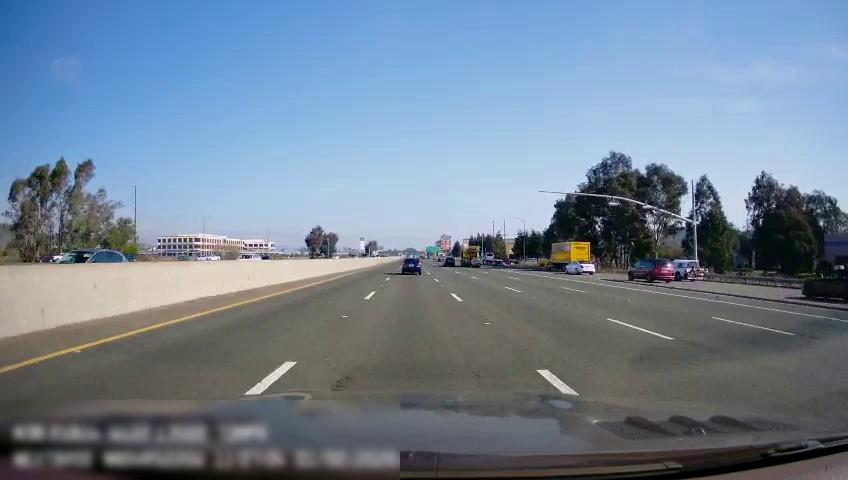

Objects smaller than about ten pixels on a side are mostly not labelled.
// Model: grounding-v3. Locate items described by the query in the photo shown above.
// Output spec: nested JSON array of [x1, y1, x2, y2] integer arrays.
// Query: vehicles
[[671, 257, 709, 282], [480, 252, 514, 268], [627, 257, 676, 283], [443, 258, 455, 267], [458, 246, 481, 268], [547, 241, 590, 272], [565, 259, 595, 276], [401, 258, 421, 274], [53, 248, 130, 266]]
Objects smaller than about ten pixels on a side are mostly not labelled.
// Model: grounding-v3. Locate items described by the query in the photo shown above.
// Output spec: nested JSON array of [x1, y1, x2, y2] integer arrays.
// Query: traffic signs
[[359, 237, 366, 253], [425, 246, 441, 253]]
